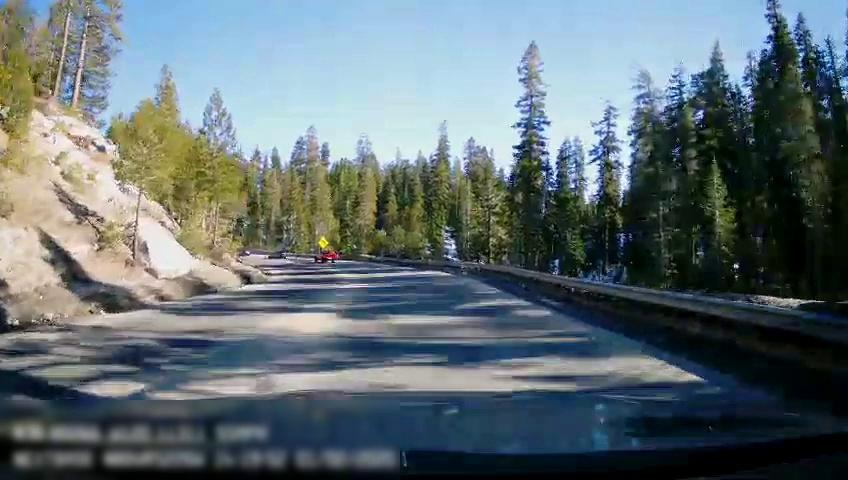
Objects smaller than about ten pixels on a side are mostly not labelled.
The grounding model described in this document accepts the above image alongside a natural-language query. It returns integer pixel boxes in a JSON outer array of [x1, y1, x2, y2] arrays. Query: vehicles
[[268, 249, 288, 259], [239, 249, 251, 257], [313, 246, 337, 264]]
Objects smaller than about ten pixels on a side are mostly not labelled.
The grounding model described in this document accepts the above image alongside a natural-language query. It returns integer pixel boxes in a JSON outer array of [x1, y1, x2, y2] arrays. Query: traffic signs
[[318, 236, 329, 250]]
